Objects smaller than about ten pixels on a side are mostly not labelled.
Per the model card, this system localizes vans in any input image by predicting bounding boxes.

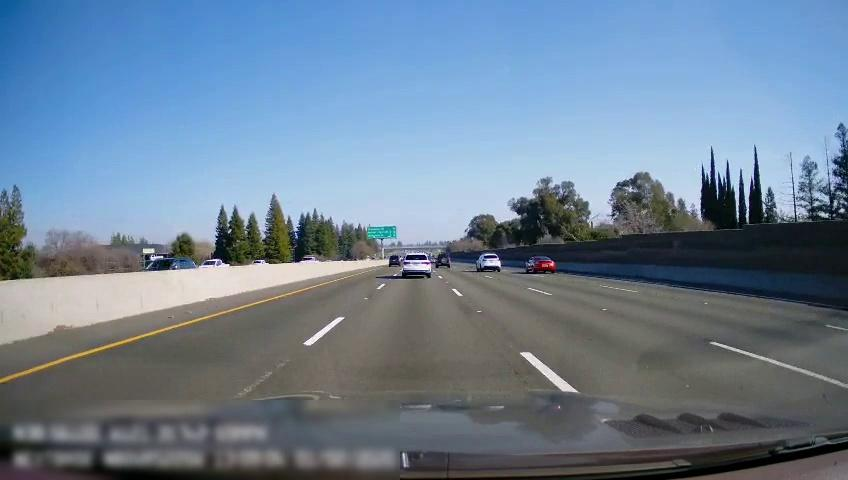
[143,257,196,272]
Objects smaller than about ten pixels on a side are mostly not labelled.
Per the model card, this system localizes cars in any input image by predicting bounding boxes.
[524,255,557,274]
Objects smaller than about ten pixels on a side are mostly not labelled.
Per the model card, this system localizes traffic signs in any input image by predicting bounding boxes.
[367,225,397,241]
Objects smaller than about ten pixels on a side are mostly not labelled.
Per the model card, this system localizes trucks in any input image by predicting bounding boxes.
[250,259,270,266]
[198,258,230,269]
[299,256,320,264]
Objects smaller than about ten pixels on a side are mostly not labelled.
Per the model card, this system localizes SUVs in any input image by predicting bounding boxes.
[401,252,432,278]
[388,255,402,268]
[435,252,452,269]
[475,253,502,273]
